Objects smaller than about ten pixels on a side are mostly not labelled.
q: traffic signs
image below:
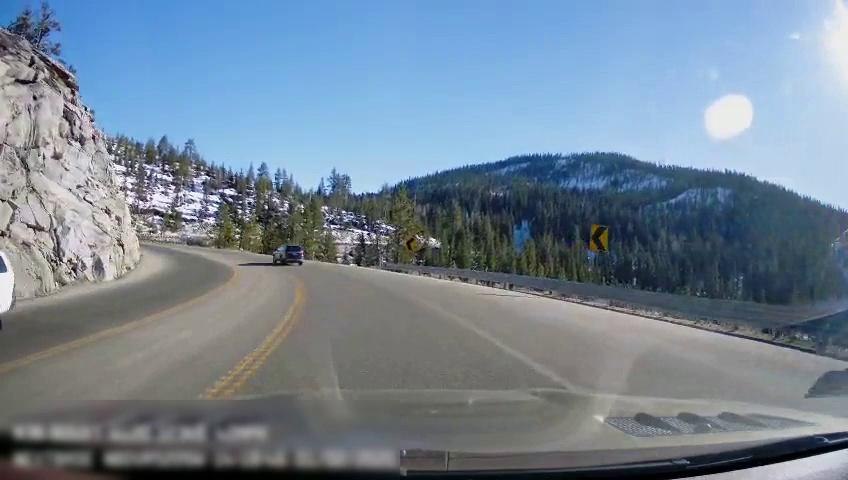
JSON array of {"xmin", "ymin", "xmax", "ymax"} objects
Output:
[
  {"xmin": 404, "ymin": 236, "xmax": 416, "ymax": 252},
  {"xmin": 590, "ymin": 223, "xmax": 610, "ymax": 252}
]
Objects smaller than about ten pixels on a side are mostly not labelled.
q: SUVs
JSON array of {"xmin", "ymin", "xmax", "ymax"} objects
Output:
[
  {"xmin": 0, "ymin": 244, "xmax": 16, "ymax": 318},
  {"xmin": 271, "ymin": 242, "xmax": 305, "ymax": 265}
]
